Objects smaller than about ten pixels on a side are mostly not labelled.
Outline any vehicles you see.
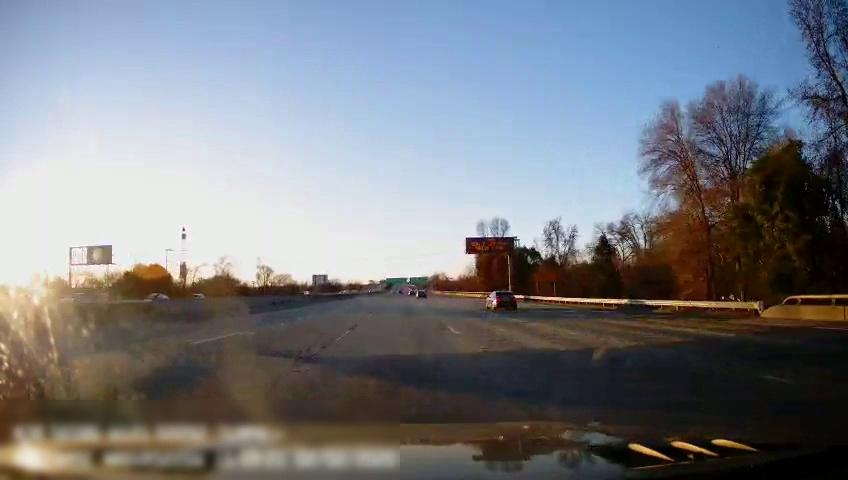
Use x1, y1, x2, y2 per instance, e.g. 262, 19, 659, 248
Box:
188, 293, 206, 299
484, 290, 518, 313
143, 293, 170, 300
416, 289, 427, 299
